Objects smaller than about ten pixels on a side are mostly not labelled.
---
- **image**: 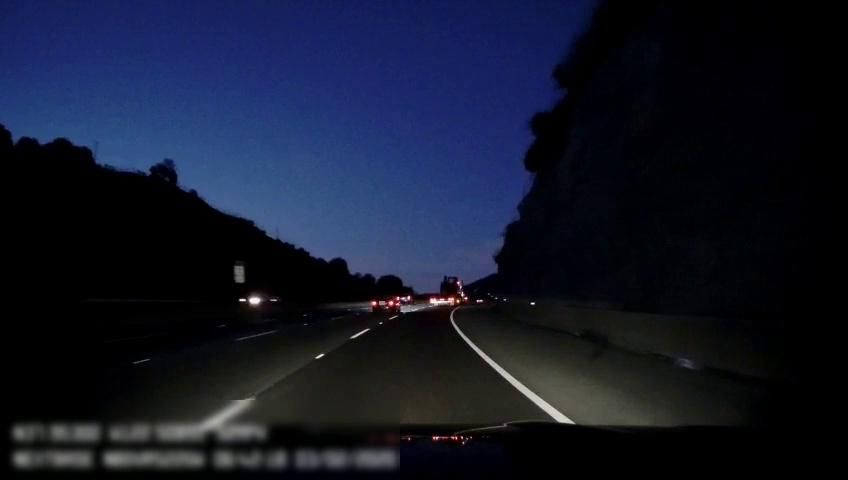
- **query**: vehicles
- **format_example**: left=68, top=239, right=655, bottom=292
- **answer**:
left=430, top=275, right=465, bottom=308
left=398, top=293, right=414, bottom=306
left=371, top=293, right=401, bottom=315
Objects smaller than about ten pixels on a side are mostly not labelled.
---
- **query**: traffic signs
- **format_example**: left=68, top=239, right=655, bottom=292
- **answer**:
left=234, top=261, right=245, bottom=284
